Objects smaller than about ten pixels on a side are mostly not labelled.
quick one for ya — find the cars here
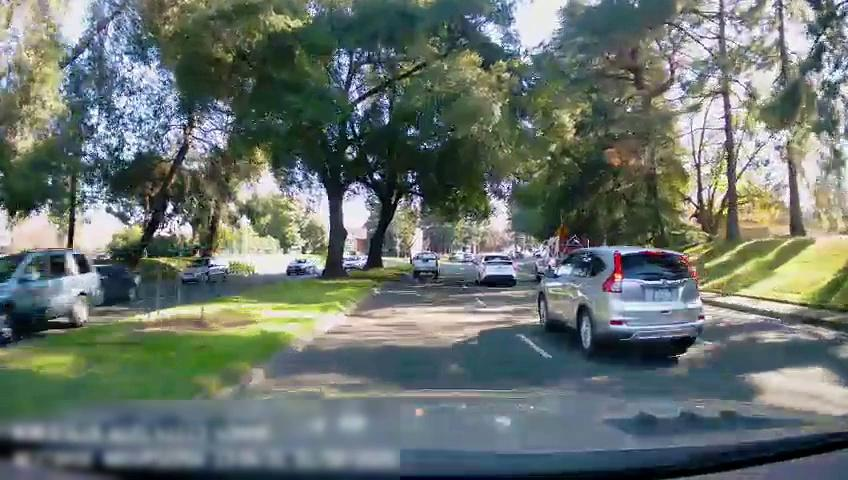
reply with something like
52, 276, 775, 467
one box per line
342, 254, 369, 271
286, 256, 317, 277
178, 255, 230, 284
94, 259, 138, 304
478, 252, 515, 284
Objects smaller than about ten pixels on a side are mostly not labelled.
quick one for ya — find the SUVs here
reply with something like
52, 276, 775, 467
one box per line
0, 246, 105, 346
536, 245, 708, 355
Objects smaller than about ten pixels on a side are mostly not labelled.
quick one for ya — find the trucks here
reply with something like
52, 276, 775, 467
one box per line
412, 250, 440, 278
532, 228, 588, 283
